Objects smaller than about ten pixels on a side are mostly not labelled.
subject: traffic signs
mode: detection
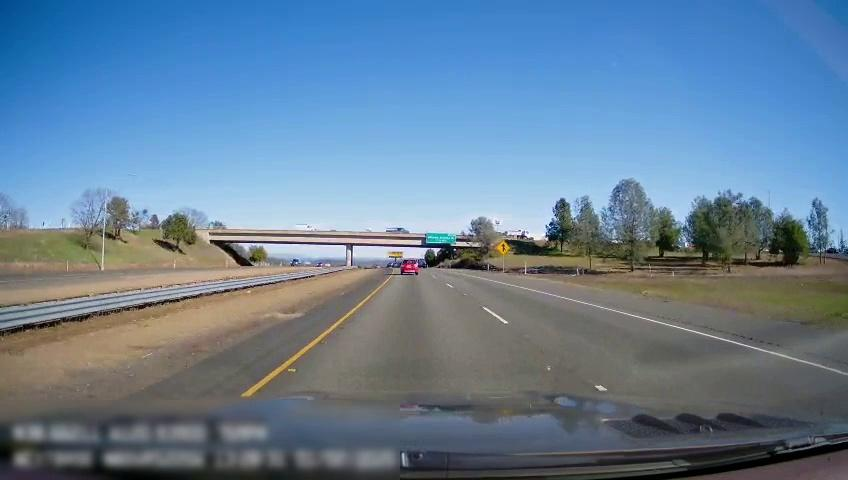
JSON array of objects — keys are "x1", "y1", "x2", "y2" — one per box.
[
  {"x1": 424, "y1": 232, "x2": 457, "y2": 246},
  {"x1": 497, "y1": 240, "x2": 511, "y2": 255}
]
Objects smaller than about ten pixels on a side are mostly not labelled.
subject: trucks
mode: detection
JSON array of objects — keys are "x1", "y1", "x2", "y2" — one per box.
[
  {"x1": 293, "y1": 223, "x2": 319, "y2": 233},
  {"x1": 385, "y1": 226, "x2": 408, "y2": 233},
  {"x1": 505, "y1": 229, "x2": 531, "y2": 239}
]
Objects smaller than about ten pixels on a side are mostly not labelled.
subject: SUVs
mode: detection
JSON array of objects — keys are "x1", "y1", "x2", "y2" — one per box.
[
  {"x1": 399, "y1": 258, "x2": 420, "y2": 276},
  {"x1": 418, "y1": 259, "x2": 427, "y2": 270}
]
